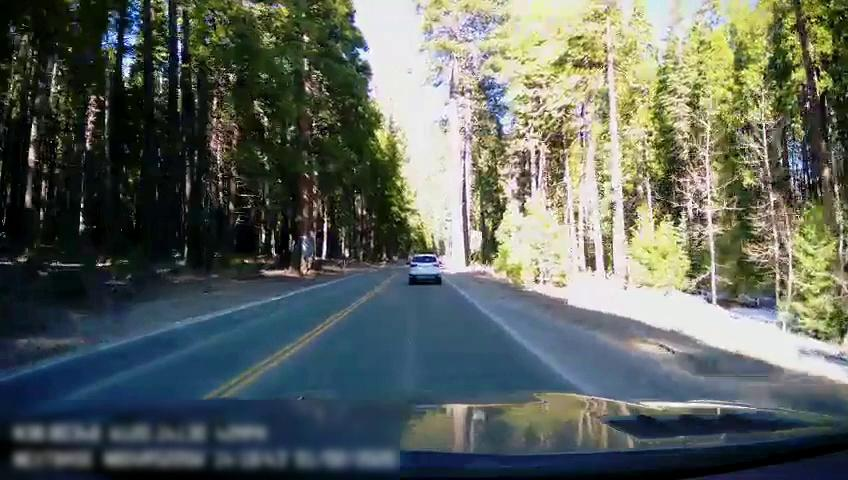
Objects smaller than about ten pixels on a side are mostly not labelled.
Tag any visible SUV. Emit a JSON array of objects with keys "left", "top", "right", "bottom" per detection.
[{"left": 408, "top": 253, "right": 442, "bottom": 284}]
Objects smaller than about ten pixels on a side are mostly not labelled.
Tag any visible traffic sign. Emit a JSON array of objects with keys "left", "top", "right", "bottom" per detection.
[{"left": 469, "top": 231, "right": 483, "bottom": 249}]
